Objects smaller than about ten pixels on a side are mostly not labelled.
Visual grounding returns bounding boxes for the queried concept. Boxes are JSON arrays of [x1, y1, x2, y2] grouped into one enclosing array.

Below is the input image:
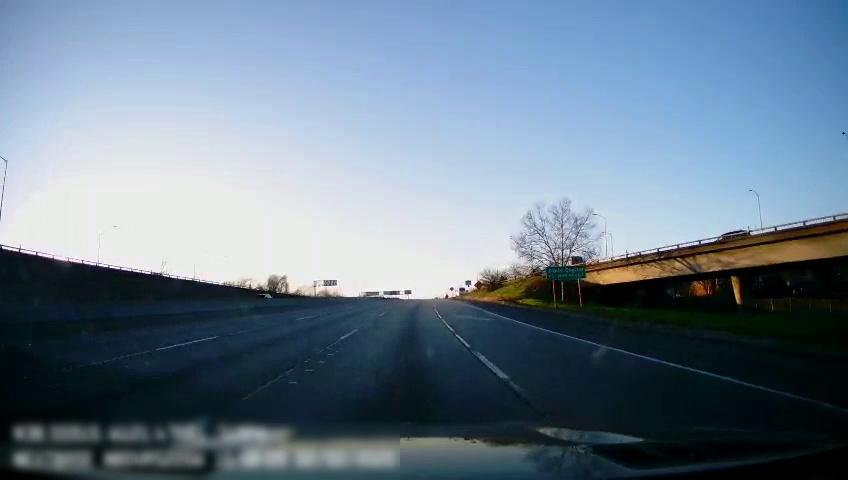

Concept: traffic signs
[[547, 265, 585, 279]]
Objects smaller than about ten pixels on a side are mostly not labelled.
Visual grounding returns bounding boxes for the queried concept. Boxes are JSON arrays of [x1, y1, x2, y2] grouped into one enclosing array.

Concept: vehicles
[[454, 286, 466, 295], [719, 229, 750, 242], [568, 255, 586, 266], [256, 293, 273, 299]]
